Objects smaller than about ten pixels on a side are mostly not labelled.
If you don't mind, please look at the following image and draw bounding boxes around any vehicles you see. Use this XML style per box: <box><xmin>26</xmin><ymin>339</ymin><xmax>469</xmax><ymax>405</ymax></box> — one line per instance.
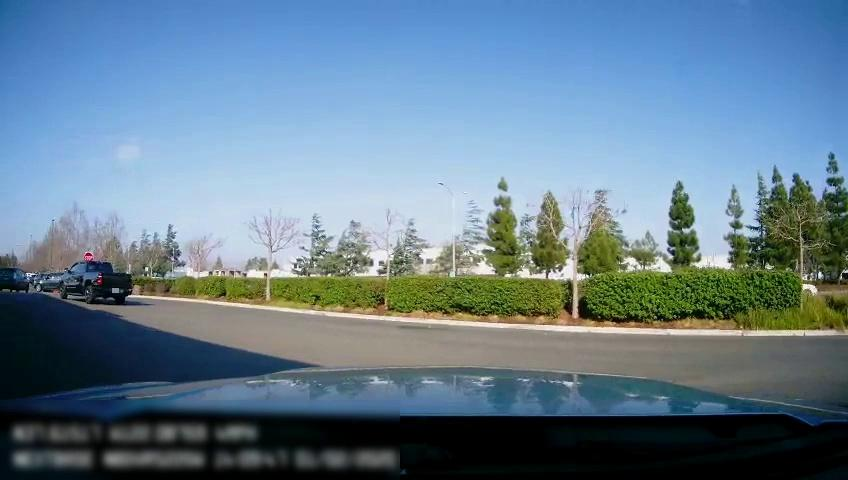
<box><xmin>0</xmin><ymin>266</ymin><xmax>30</xmax><ymax>294</ymax></box>
<box><xmin>57</xmin><ymin>261</ymin><xmax>134</xmax><ymax>306</ymax></box>
<box><xmin>802</xmin><ymin>282</ymin><xmax>818</xmax><ymax>294</ymax></box>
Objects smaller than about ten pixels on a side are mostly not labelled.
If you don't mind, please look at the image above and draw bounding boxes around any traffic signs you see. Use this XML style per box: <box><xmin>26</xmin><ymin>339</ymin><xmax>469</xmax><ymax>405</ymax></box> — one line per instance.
<box><xmin>81</xmin><ymin>251</ymin><xmax>95</xmax><ymax>263</ymax></box>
